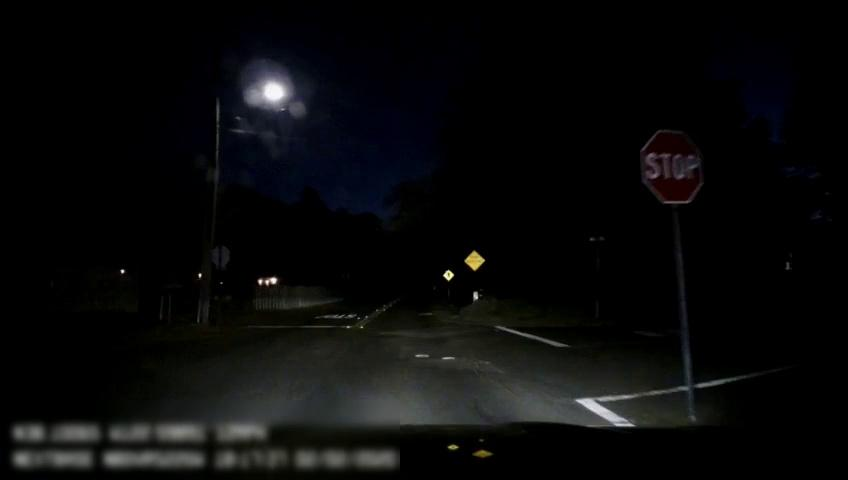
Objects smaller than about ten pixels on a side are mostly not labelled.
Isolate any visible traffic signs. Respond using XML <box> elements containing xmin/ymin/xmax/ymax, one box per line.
<box><xmin>463</xmin><ymin>250</ymin><xmax>486</xmax><ymax>272</ymax></box>
<box><xmin>638</xmin><ymin>128</ymin><xmax>705</xmax><ymax>205</ymax></box>
<box><xmin>442</xmin><ymin>269</ymin><xmax>455</xmax><ymax>282</ymax></box>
